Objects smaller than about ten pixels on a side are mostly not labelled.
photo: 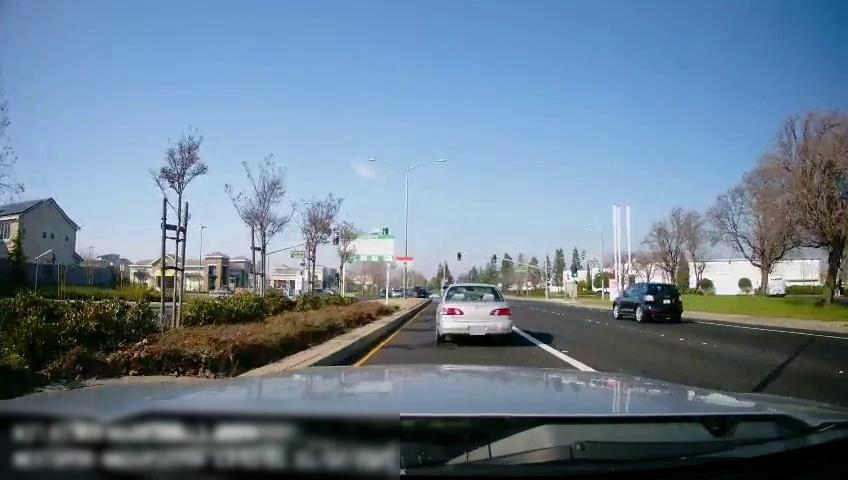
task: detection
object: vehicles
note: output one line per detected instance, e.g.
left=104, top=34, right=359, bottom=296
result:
left=427, top=288, right=434, bottom=297
left=391, top=288, right=406, bottom=297
left=434, top=283, right=514, bottom=345
left=613, top=282, right=683, bottom=323
left=400, top=288, right=427, bottom=298
left=208, top=287, right=233, bottom=294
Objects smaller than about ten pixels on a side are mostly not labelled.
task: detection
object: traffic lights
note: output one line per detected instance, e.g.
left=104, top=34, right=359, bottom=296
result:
left=382, top=227, right=389, bottom=239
